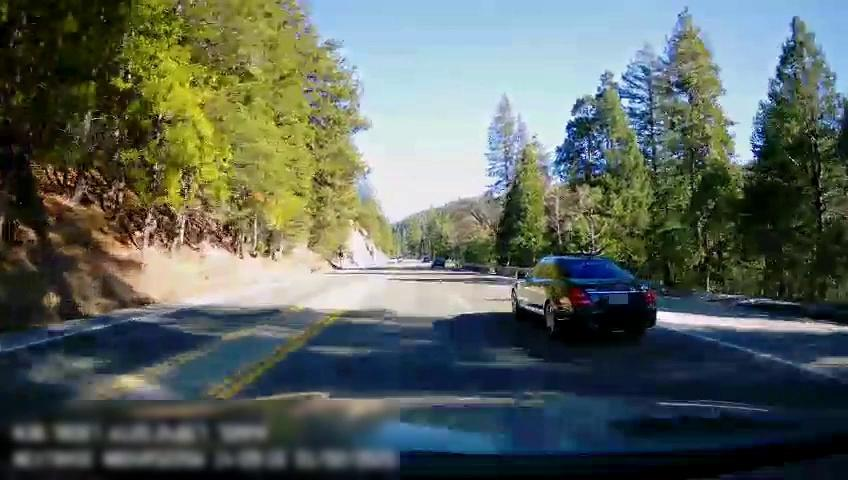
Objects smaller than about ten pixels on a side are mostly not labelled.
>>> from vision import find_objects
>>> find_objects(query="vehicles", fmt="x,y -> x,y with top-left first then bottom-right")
510,255 -> 660,337
431,258 -> 447,269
